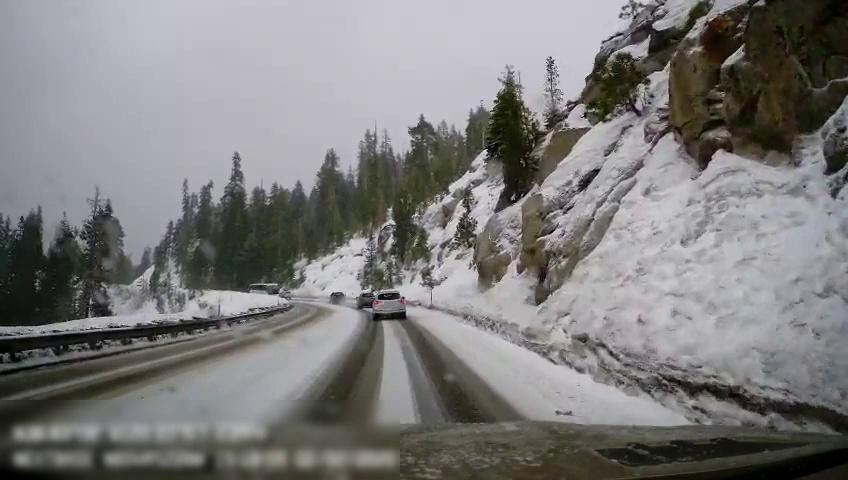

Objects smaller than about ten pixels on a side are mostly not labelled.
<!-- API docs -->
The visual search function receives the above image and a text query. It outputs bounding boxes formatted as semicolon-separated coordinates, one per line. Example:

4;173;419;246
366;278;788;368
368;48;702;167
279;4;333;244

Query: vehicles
249;283;280;294
329;291;346;305
280;289;292;300
355;292;376;309
372;290;407;321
